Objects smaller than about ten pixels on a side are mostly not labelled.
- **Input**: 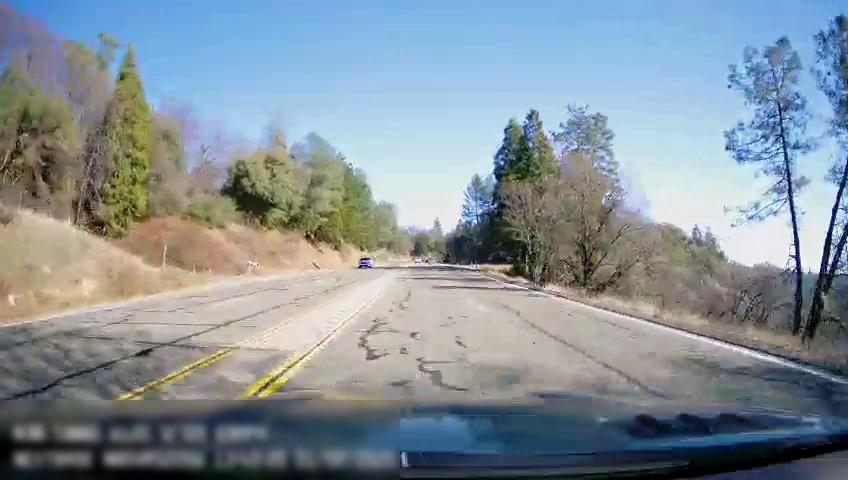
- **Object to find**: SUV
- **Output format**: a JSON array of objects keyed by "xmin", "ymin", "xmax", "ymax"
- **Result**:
[{"xmin": 357, "ymin": 255, "xmax": 375, "ymax": 269}]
